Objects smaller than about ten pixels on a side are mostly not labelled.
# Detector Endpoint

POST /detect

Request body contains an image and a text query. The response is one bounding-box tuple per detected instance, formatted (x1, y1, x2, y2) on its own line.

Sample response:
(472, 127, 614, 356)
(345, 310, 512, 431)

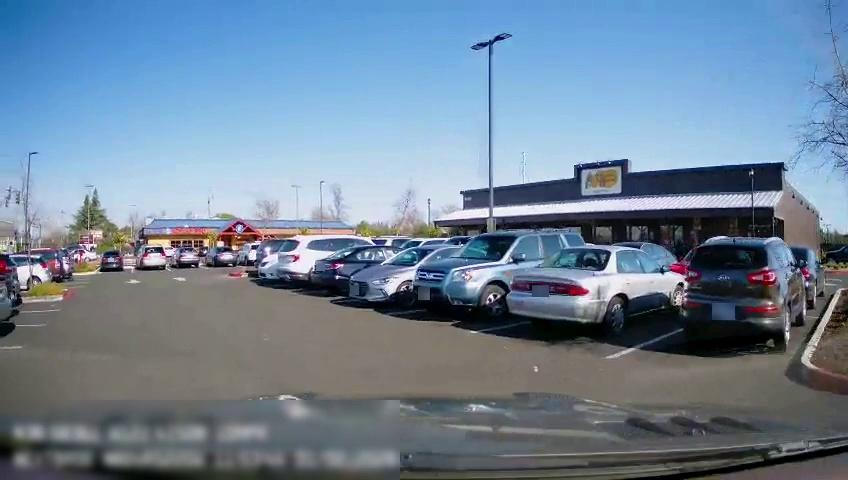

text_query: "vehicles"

(205, 246, 238, 267)
(601, 241, 679, 266)
(367, 237, 422, 246)
(667, 249, 690, 275)
(0, 281, 16, 323)
(413, 228, 587, 322)
(348, 244, 463, 313)
(507, 244, 686, 340)
(237, 242, 260, 266)
(134, 246, 167, 270)
(395, 237, 452, 247)
(68, 248, 96, 261)
(824, 245, 848, 263)
(171, 249, 200, 268)
(311, 244, 415, 289)
(12, 253, 54, 292)
(272, 235, 376, 287)
(684, 236, 808, 349)
(0, 253, 22, 310)
(12, 250, 65, 281)
(100, 251, 124, 272)
(439, 235, 473, 246)
(789, 246, 826, 310)
(255, 239, 286, 271)
(257, 252, 277, 281)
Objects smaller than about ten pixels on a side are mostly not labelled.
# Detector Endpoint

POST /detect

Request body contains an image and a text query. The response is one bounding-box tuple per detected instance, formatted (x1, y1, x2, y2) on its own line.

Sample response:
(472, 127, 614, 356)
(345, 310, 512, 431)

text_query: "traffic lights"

(15, 191, 21, 204)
